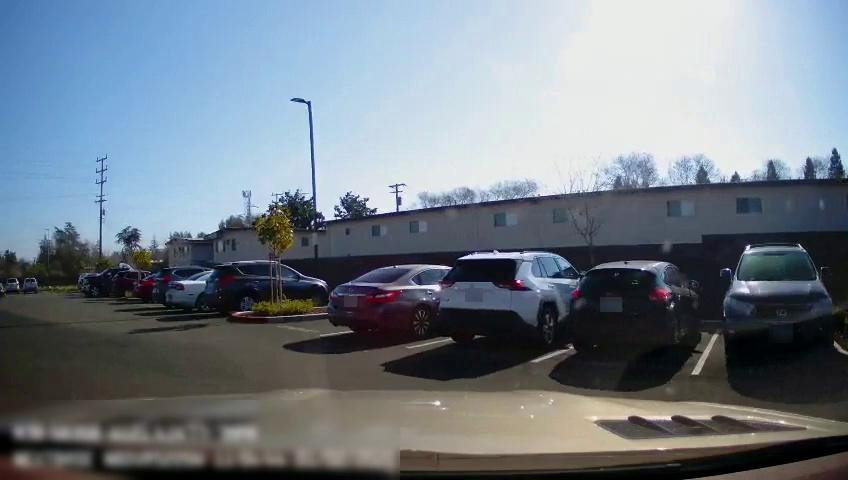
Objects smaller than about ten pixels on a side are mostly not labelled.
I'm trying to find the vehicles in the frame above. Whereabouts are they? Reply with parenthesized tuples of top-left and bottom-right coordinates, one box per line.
(146, 266, 212, 304)
(108, 271, 154, 300)
(4, 278, 20, 294)
(206, 259, 328, 314)
(720, 242, 835, 366)
(327, 263, 453, 342)
(431, 250, 587, 351)
(166, 269, 215, 312)
(131, 272, 158, 302)
(78, 272, 103, 290)
(22, 277, 39, 293)
(566, 259, 703, 366)
(80, 267, 132, 297)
